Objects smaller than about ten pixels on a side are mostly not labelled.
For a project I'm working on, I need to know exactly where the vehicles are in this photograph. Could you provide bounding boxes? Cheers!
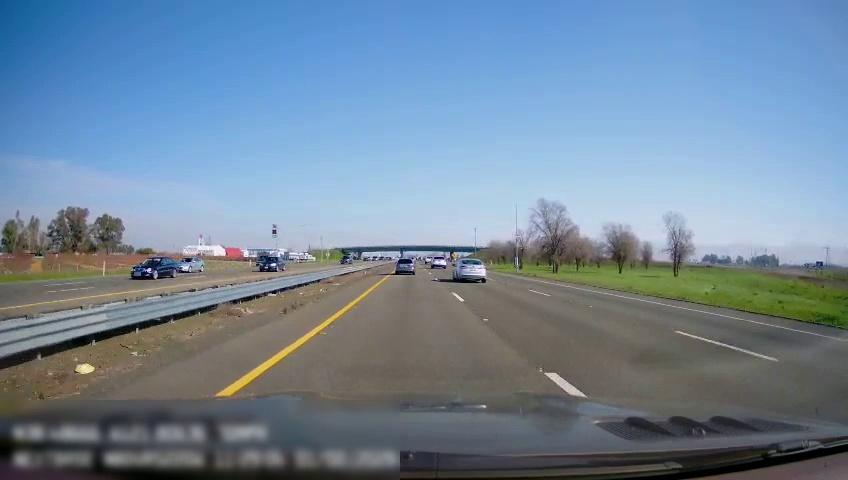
[177,258,205,274]
[340,255,353,265]
[255,256,268,267]
[259,257,288,273]
[430,255,447,269]
[394,257,416,275]
[130,257,180,280]
[451,258,488,283]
